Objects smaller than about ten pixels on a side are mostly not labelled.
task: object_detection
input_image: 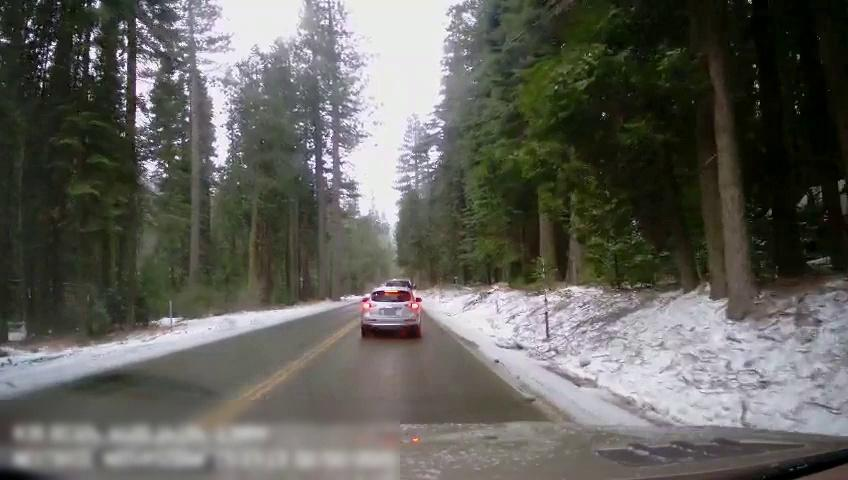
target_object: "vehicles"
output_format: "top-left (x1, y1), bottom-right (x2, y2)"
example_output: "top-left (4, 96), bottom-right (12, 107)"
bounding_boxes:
top-left (385, 279), bottom-right (417, 294)
top-left (360, 286), bottom-right (422, 339)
